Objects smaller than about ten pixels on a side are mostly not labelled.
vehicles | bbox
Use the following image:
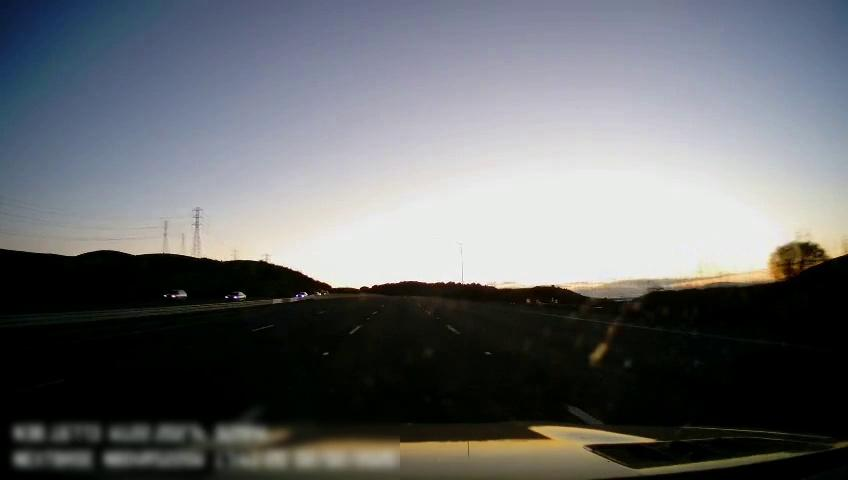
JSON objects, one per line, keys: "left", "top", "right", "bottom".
{"left": 295, "top": 291, "right": 308, "bottom": 298}
{"left": 225, "top": 291, "right": 246, "bottom": 301}
{"left": 162, "top": 289, "right": 188, "bottom": 300}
